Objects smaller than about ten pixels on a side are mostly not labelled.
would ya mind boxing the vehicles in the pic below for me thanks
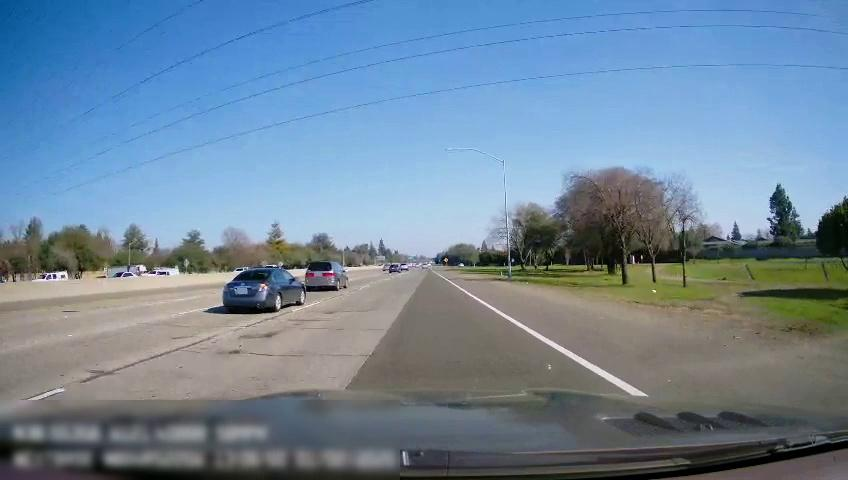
[141,269,156,276]
[155,268,180,276]
[233,266,249,272]
[304,261,347,292]
[106,265,147,278]
[31,272,67,282]
[223,267,307,313]
[388,264,402,274]
[108,271,138,278]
